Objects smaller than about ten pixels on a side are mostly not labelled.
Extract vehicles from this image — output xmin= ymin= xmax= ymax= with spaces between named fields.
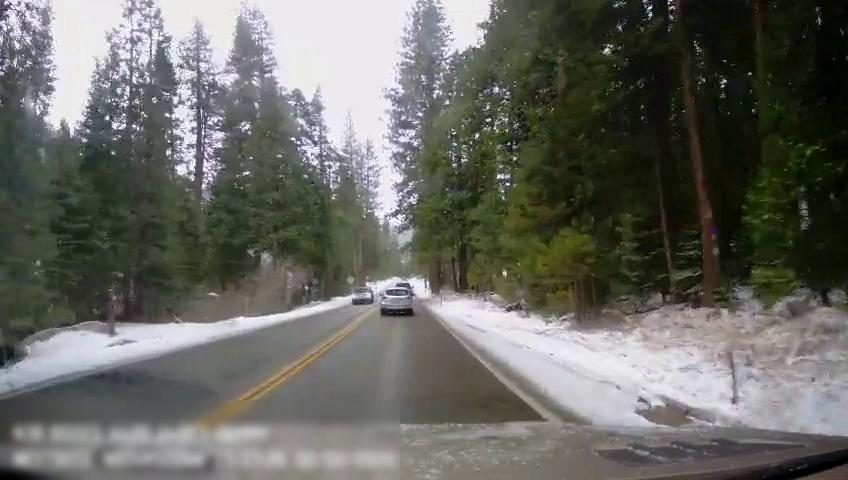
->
xmin=379 ymin=287 xmax=415 ymax=317
xmin=393 ymin=281 xmax=415 ymax=294
xmin=351 ymin=286 xmax=374 ymax=304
